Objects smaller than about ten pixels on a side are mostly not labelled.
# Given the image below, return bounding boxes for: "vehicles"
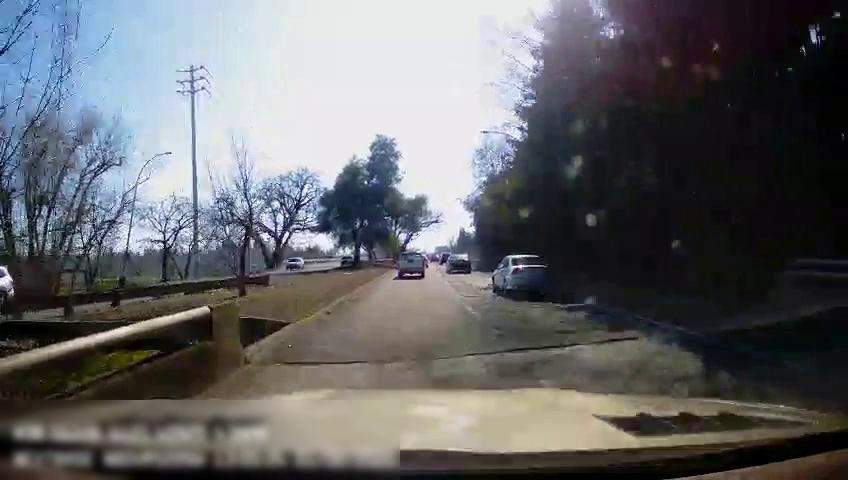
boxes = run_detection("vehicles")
[396,250,426,280]
[341,255,354,265]
[446,252,472,273]
[0,265,15,307]
[439,253,450,264]
[430,253,440,262]
[285,256,305,271]
[490,254,553,296]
